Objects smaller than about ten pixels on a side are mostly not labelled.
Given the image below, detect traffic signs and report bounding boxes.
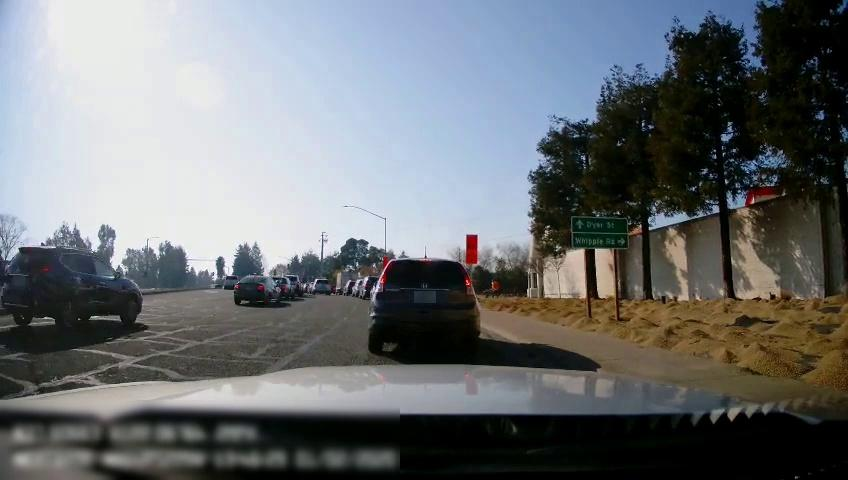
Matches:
[381,256,389,273]
[464,233,478,264]
[569,214,629,249]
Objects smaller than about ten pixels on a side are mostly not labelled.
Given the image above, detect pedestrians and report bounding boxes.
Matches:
[495,278,503,296]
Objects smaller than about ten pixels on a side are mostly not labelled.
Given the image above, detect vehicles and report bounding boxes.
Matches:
[312,279,332,295]
[351,280,363,297]
[271,276,297,301]
[224,275,241,290]
[366,258,482,357]
[359,276,381,300]
[334,271,359,297]
[234,274,281,306]
[0,246,144,338]
[287,276,304,298]
[103,279,124,290]
[343,281,357,297]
